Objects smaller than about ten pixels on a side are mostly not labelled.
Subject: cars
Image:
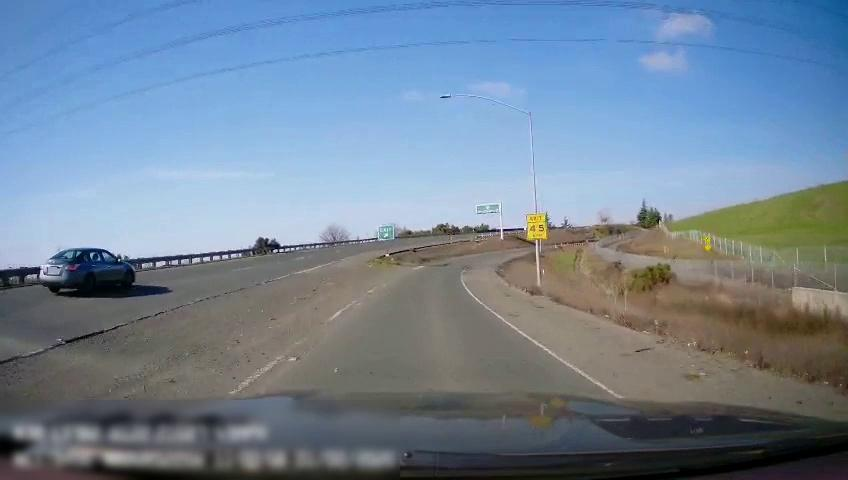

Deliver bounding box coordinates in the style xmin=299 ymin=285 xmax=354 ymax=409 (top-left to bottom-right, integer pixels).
xmin=38 ymin=247 xmax=137 ymax=296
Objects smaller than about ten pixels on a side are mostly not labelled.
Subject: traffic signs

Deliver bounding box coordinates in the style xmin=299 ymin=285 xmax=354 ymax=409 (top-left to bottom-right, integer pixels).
xmin=376 ymin=223 xmax=396 ymax=242
xmin=526 ymin=212 xmax=549 ymax=241
xmin=475 ymin=201 xmax=502 ymax=216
